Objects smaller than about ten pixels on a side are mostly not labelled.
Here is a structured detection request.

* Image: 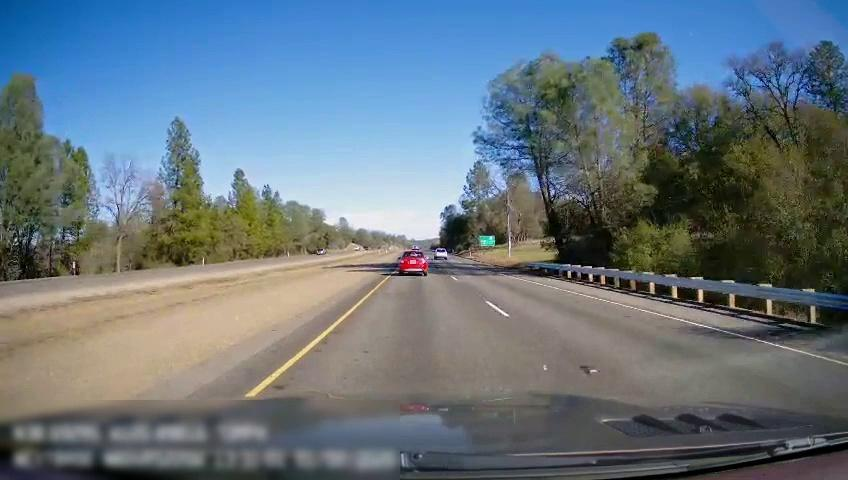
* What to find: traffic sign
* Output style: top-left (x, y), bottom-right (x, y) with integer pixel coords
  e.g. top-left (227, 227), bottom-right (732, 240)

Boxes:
top-left (479, 235), bottom-right (496, 247)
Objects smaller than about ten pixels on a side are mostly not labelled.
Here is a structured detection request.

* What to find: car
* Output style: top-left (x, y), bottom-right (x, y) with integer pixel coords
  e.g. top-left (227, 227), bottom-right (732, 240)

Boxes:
top-left (397, 250), bottom-right (429, 276)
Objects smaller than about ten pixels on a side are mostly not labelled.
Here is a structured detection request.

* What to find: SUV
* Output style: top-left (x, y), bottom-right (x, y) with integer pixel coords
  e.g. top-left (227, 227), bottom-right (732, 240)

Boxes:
top-left (433, 248), bottom-right (448, 260)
